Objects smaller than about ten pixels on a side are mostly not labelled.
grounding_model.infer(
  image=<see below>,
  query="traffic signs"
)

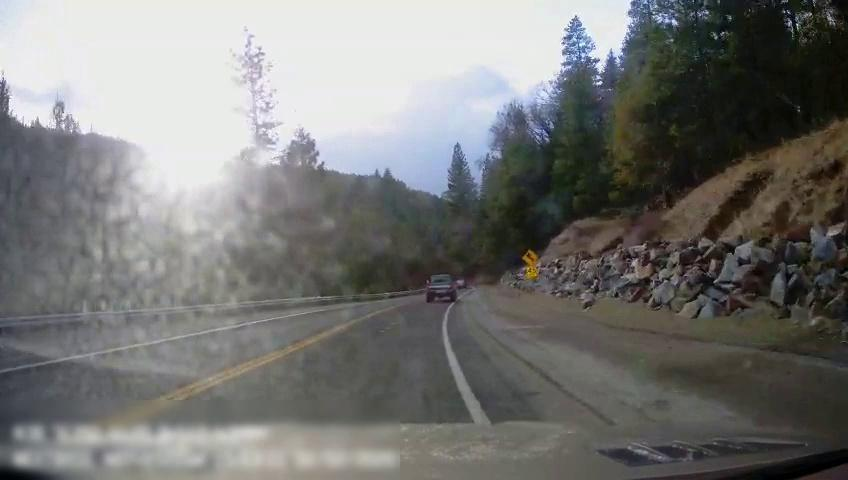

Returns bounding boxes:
[521,249,539,267]
[525,266,538,278]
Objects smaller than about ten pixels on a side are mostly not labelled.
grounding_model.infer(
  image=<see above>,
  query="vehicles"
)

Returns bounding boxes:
[456,278,466,289]
[425,274,457,304]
